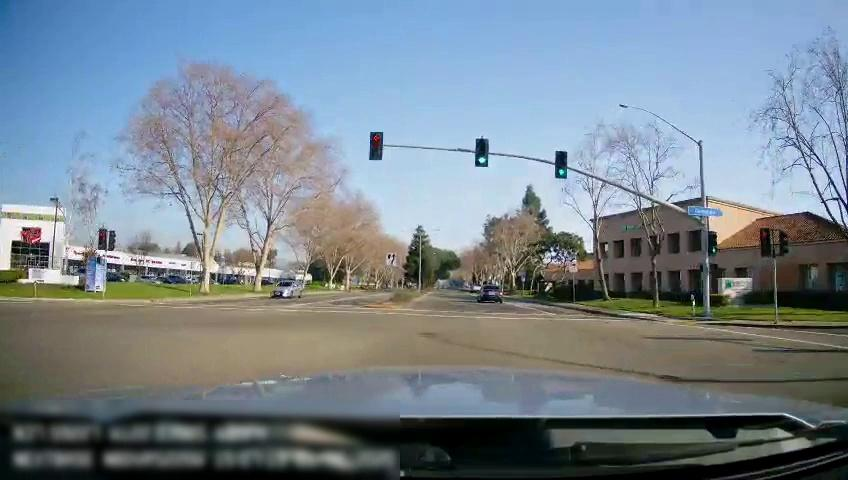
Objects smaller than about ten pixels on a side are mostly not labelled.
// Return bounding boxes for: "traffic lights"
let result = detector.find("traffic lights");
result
[97,228,108,251]
[474,137,489,168]
[554,150,568,180]
[368,130,384,161]
[759,227,776,258]
[772,228,790,258]
[706,230,719,257]
[108,230,117,252]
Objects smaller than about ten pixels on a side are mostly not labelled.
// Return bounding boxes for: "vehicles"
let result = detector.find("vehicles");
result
[271,279,306,300]
[466,283,483,294]
[476,284,504,304]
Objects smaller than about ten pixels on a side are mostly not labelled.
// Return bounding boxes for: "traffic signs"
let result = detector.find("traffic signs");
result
[687,205,722,217]
[568,260,578,273]
[385,252,397,268]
